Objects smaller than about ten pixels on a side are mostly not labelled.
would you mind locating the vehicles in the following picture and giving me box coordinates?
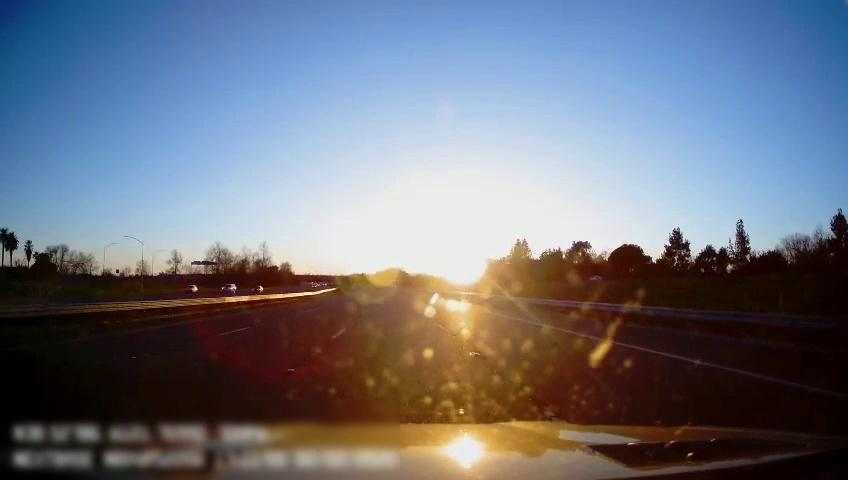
[221,283,237,293]
[252,285,264,293]
[589,275,602,281]
[184,285,198,293]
